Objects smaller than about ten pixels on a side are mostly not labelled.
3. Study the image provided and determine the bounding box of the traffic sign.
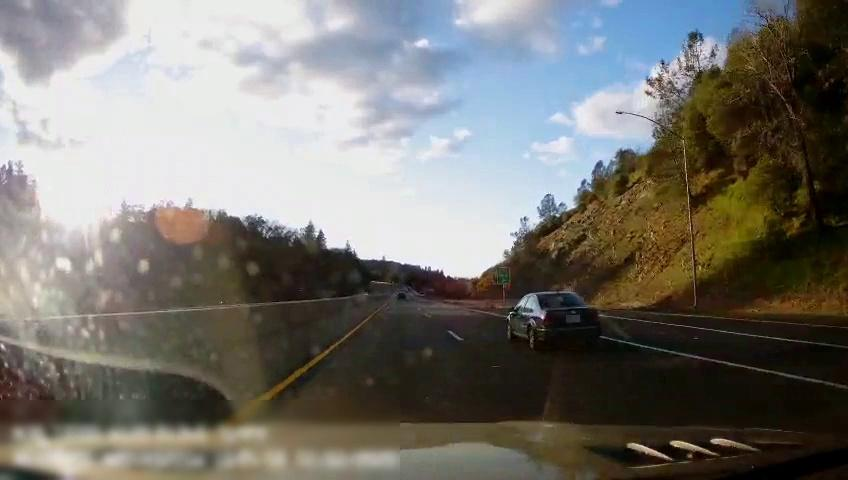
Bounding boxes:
[496,267,511,286]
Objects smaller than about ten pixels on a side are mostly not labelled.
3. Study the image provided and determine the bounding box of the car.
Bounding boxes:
[504,290,601,351]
